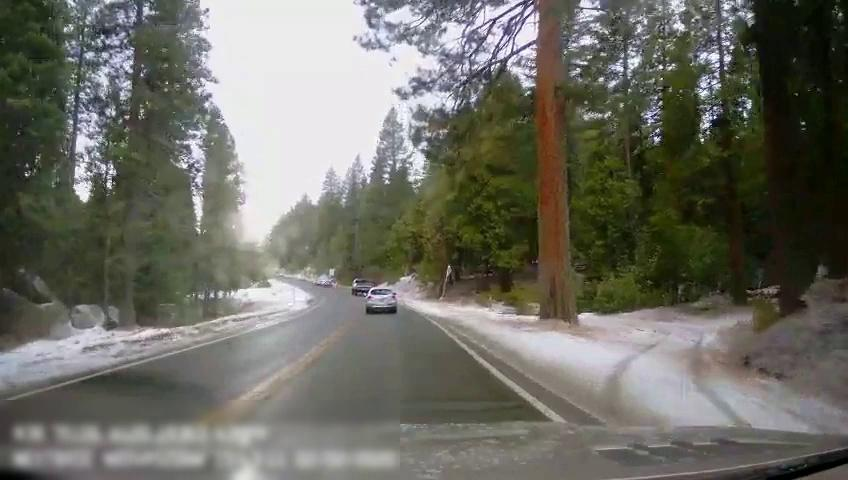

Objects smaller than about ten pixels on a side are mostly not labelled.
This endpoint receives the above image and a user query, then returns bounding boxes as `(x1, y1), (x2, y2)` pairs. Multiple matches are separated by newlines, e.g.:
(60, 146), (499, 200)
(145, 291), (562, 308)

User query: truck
(351, 279), (372, 296)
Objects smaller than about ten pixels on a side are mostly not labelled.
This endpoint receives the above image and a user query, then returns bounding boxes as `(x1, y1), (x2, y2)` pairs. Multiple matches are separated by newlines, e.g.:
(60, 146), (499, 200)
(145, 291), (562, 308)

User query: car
(365, 287), (397, 314)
